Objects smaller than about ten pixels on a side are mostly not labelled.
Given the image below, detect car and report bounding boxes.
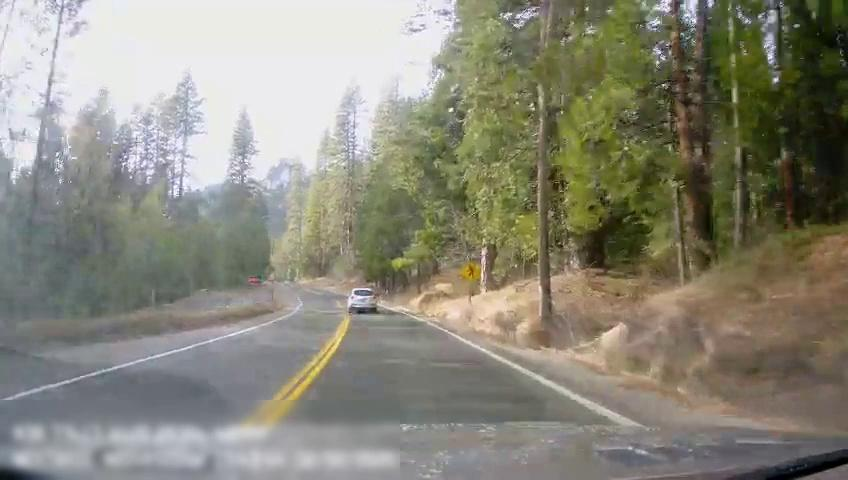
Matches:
[347,287,378,314]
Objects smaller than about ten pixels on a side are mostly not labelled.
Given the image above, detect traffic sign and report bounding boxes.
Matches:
[460,262,481,281]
